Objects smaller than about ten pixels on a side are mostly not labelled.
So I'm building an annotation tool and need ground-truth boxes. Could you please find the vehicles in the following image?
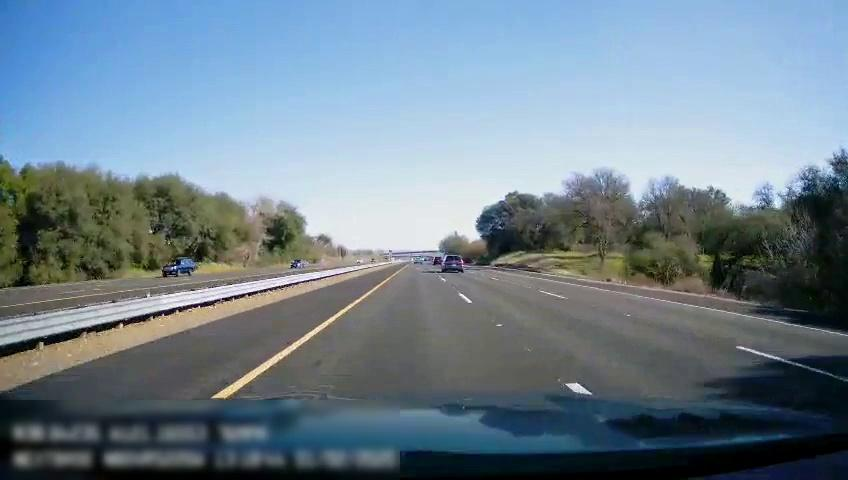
[442,254,464,272]
[161,257,196,278]
[289,259,304,269]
